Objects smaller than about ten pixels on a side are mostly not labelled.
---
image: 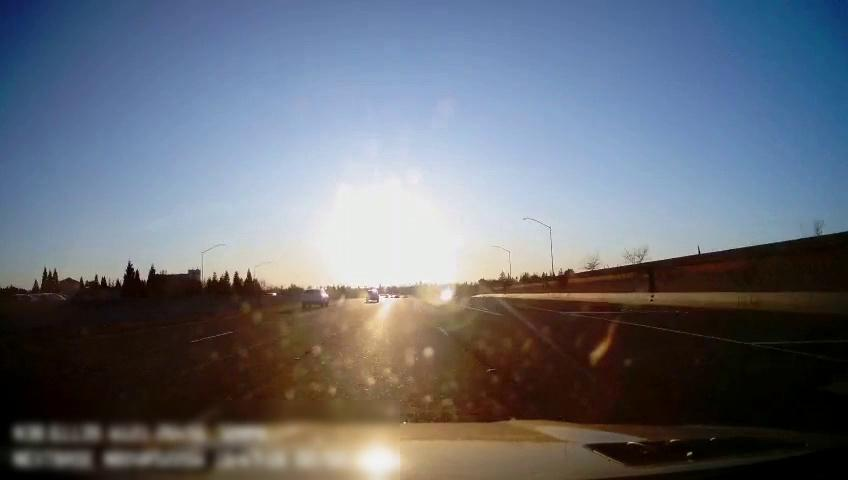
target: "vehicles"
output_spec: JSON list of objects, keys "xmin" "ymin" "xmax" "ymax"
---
[
  {"xmin": 301, "ymin": 288, "xmax": 329, "ymax": 307},
  {"xmin": 366, "ymin": 290, "xmax": 379, "ymax": 302},
  {"xmin": 264, "ymin": 292, "xmax": 278, "ymax": 297}
]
